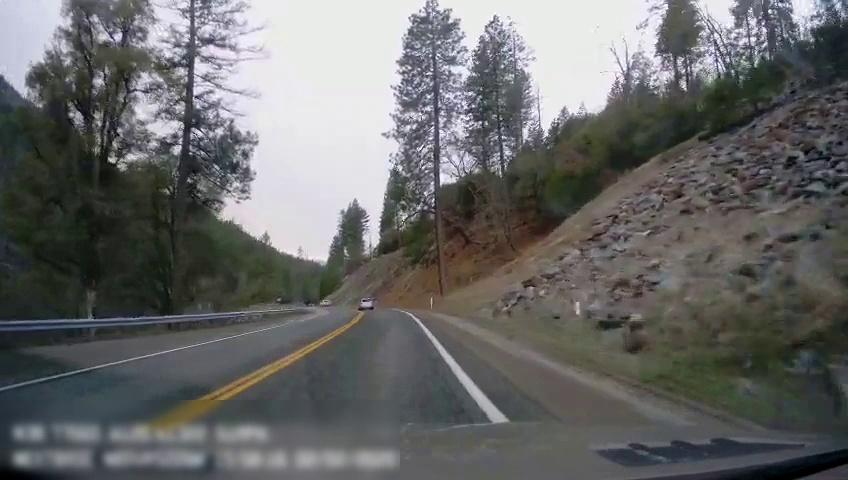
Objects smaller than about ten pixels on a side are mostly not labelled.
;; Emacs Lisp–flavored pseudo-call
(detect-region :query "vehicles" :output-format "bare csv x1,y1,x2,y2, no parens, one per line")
319,299,330,308
358,297,374,310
